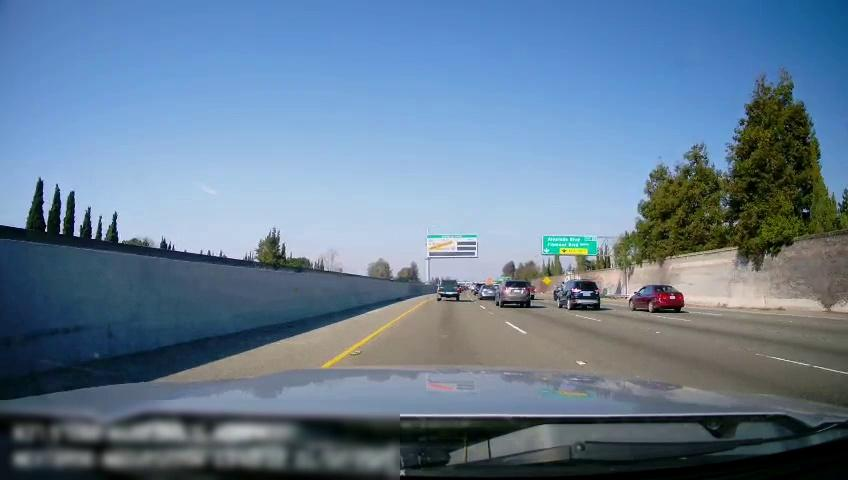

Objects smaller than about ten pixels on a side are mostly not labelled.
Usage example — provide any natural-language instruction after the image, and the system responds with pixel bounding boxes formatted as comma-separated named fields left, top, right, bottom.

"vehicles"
left=553, top=271, right=581, bottom=301
left=627, top=284, right=685, bottom=314
left=518, top=281, right=536, bottom=301
left=557, top=278, right=601, bottom=311
left=478, top=284, right=496, bottom=301
left=473, top=283, right=486, bottom=296
left=436, top=278, right=461, bottom=302
left=494, top=280, right=531, bottom=309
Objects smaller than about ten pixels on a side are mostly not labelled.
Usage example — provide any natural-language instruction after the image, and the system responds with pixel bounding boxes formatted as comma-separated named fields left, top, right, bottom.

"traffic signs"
left=542, top=234, right=598, bottom=257
left=495, top=275, right=513, bottom=283
left=425, top=232, right=479, bottom=258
